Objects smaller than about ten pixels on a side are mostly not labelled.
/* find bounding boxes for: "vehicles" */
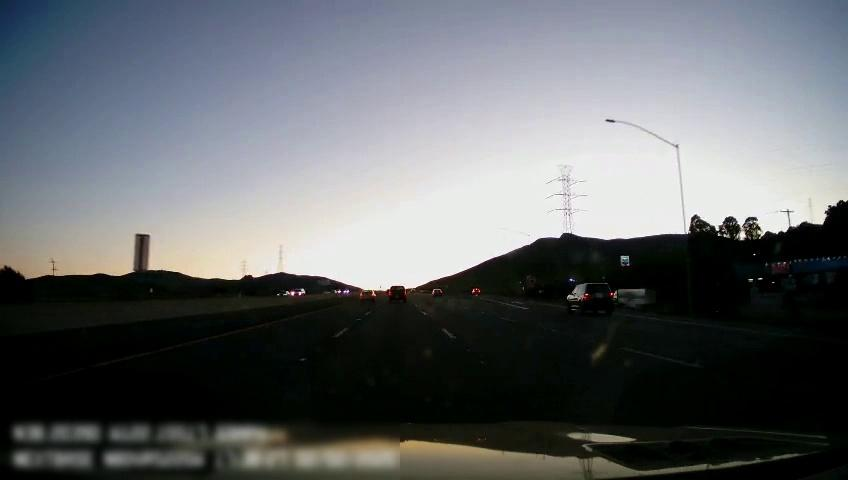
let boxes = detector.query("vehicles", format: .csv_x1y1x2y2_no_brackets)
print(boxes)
359,290,376,303
276,290,291,297
290,288,306,297
612,289,656,308
431,289,442,296
565,283,613,315
388,285,407,303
